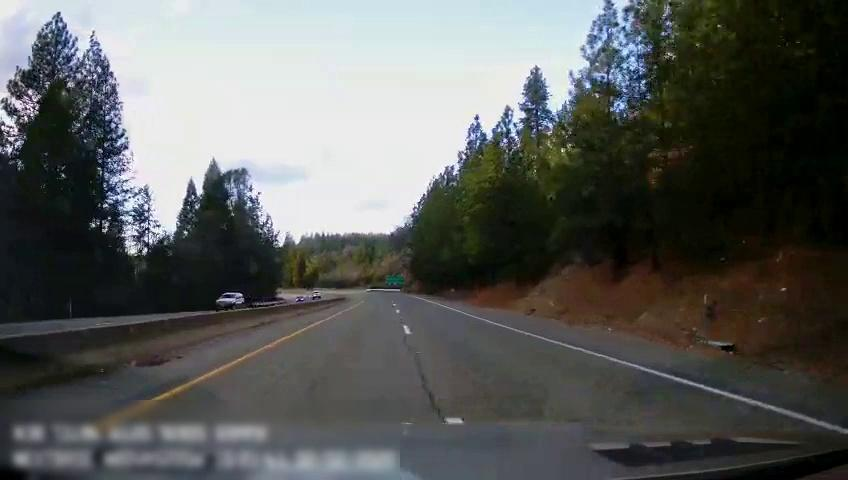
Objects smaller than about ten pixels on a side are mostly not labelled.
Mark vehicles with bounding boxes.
[215,292,244,312]
[295,296,305,303]
[312,290,322,301]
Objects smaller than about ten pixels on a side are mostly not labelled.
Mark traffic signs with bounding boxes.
[385,275,405,285]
